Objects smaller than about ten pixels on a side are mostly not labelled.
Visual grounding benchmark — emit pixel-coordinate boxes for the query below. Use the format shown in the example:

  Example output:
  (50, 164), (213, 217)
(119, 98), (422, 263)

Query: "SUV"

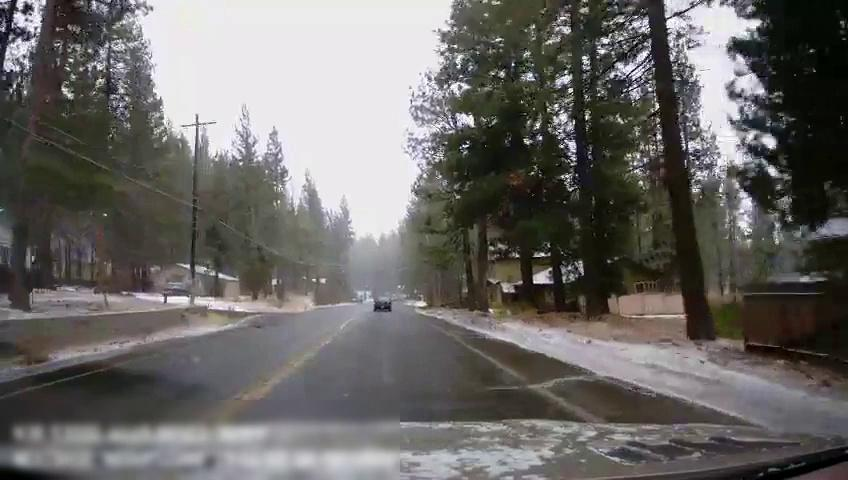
(372, 293), (394, 312)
